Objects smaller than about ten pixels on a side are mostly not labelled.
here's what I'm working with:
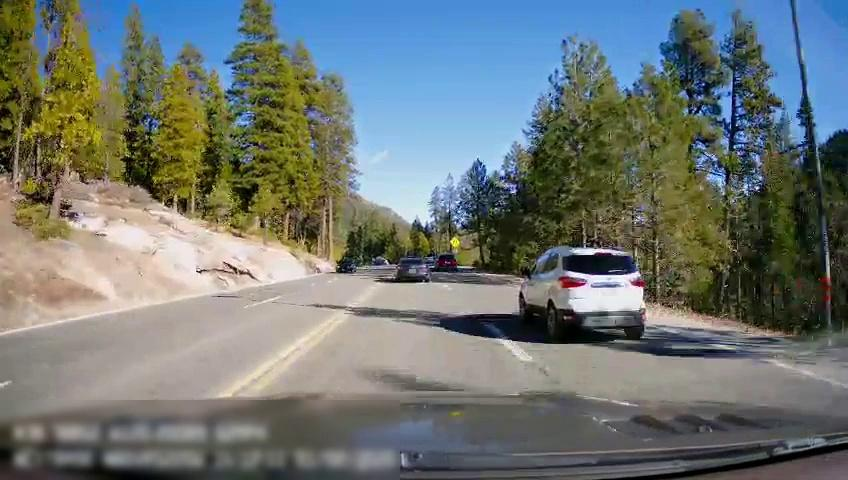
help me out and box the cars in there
[335,258,357,274]
[394,256,433,283]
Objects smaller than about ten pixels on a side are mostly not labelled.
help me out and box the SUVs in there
[435,254,457,271]
[517,246,646,342]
